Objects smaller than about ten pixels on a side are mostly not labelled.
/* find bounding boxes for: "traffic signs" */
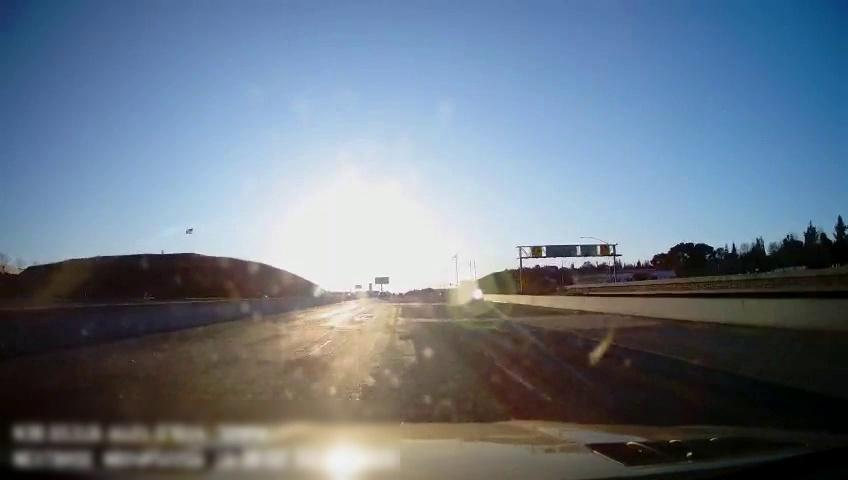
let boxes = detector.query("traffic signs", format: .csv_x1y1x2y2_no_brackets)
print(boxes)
530,245,543,257
599,244,611,256
580,244,598,256
546,245,577,257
